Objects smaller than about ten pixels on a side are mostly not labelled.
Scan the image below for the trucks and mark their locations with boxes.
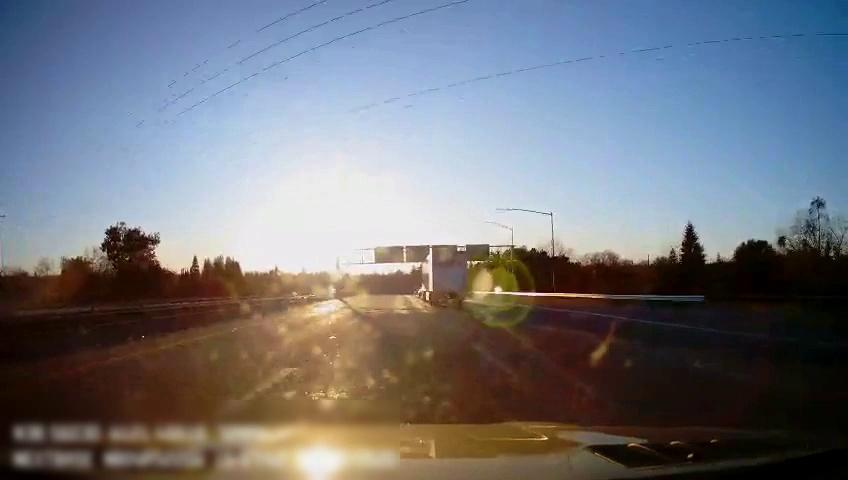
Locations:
[420,249,466,305]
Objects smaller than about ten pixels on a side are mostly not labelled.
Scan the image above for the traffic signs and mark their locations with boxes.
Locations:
[406,244,431,264]
[432,245,457,252]
[466,243,490,262]
[374,245,404,264]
